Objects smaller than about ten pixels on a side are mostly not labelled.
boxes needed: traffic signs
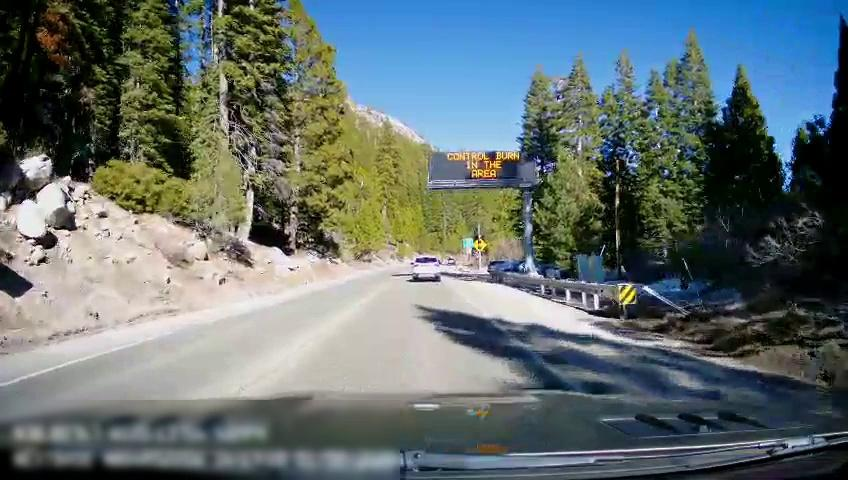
[617,287,638,305]
[427,150,537,183]
[473,239,487,252]
[463,238,474,249]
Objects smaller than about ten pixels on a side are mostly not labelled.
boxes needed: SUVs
[410,254,442,283]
